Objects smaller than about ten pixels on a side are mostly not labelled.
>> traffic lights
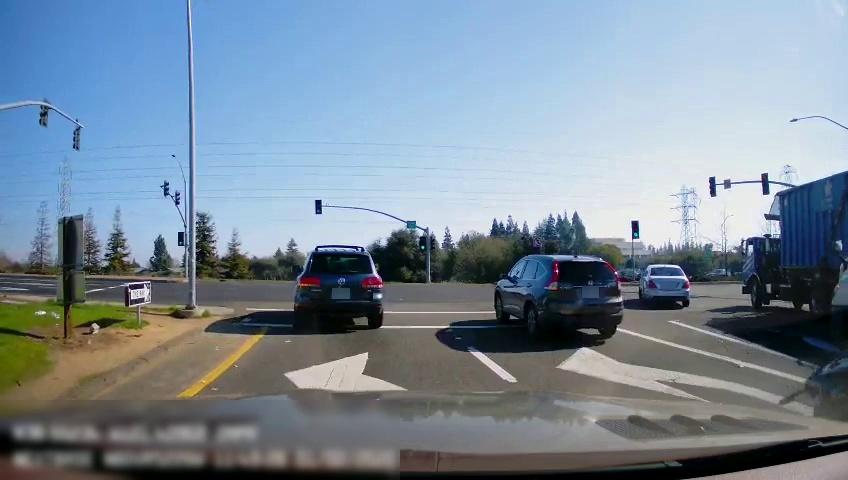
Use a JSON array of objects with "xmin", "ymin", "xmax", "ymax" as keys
[
  {"xmin": 177, "ymin": 231, "xmax": 185, "ymax": 247},
  {"xmin": 708, "ymin": 176, "xmax": 717, "ymax": 198},
  {"xmin": 419, "ymin": 235, "xmax": 427, "ymax": 251},
  {"xmin": 315, "ymin": 199, "xmax": 324, "ymax": 215},
  {"xmin": 631, "ymin": 219, "xmax": 640, "ymax": 240},
  {"xmin": 162, "ymin": 180, "xmax": 171, "ymax": 196},
  {"xmin": 429, "ymin": 235, "xmax": 435, "ymax": 251},
  {"xmin": 760, "ymin": 172, "xmax": 771, "ymax": 196},
  {"xmin": 72, "ymin": 117, "xmax": 81, "ymax": 152},
  {"xmin": 174, "ymin": 191, "xmax": 183, "ymax": 206},
  {"xmin": 38, "ymin": 99, "xmax": 51, "ymax": 127}
]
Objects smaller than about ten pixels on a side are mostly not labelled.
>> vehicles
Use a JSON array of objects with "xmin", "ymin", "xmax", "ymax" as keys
[
  {"xmin": 638, "ymin": 264, "xmax": 690, "ymax": 308},
  {"xmin": 293, "ymin": 250, "xmax": 384, "ymax": 331},
  {"xmin": 493, "ymin": 253, "xmax": 624, "ymax": 342},
  {"xmin": 828, "ymin": 188, "xmax": 848, "ymax": 352},
  {"xmin": 740, "ymin": 170, "xmax": 848, "ymax": 322}
]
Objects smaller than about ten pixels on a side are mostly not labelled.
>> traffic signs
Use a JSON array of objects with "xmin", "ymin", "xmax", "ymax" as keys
[
  {"xmin": 724, "ymin": 179, "xmax": 732, "ymax": 190},
  {"xmin": 406, "ymin": 220, "xmax": 417, "ymax": 231}
]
